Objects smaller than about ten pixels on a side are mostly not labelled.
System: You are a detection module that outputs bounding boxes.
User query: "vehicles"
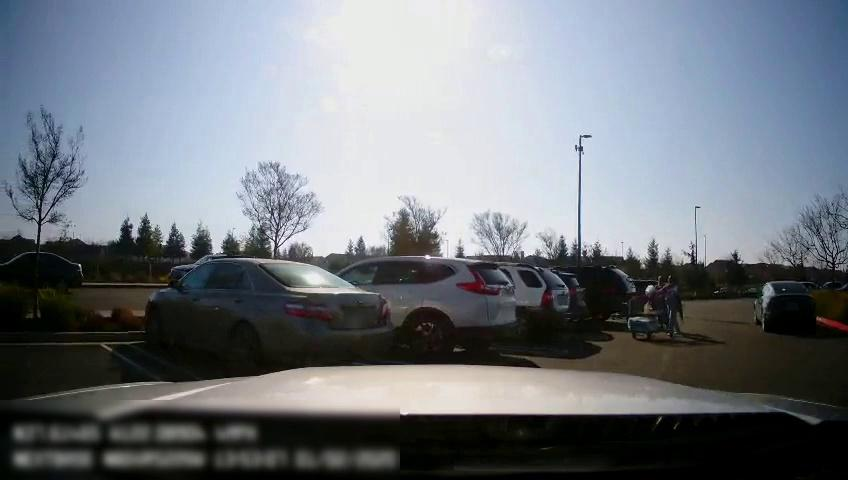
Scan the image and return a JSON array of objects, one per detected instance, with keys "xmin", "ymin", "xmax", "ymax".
[
  {"xmin": 0, "ymin": 251, "xmax": 84, "ymax": 290},
  {"xmin": 752, "ymin": 280, "xmax": 818, "ymax": 331},
  {"xmin": 801, "ymin": 281, "xmax": 820, "ymax": 288},
  {"xmin": 166, "ymin": 253, "xmax": 259, "ymax": 286},
  {"xmin": 334, "ymin": 255, "xmax": 519, "ymax": 358},
  {"xmin": 143, "ymin": 257, "xmax": 394, "ymax": 363},
  {"xmin": 497, "ymin": 261, "xmax": 571, "ymax": 322},
  {"xmin": 556, "ymin": 272, "xmax": 589, "ymax": 317},
  {"xmin": 563, "ymin": 263, "xmax": 637, "ymax": 314}
]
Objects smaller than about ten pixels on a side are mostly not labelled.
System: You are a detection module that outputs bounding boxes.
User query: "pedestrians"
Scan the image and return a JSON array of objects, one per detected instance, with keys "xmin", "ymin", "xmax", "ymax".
[
  {"xmin": 651, "ymin": 273, "xmax": 666, "ymax": 302},
  {"xmin": 628, "ymin": 284, "xmax": 646, "ymax": 315},
  {"xmin": 663, "ymin": 274, "xmax": 684, "ymax": 338}
]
